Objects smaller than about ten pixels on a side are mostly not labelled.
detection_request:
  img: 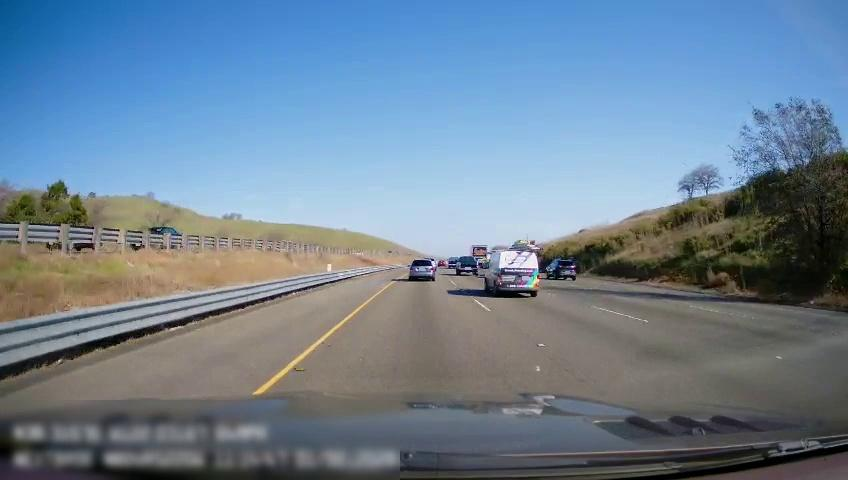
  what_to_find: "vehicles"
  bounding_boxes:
[424,258,438,273]
[128,226,183,251]
[407,260,436,281]
[484,238,540,298]
[455,256,479,276]
[448,257,461,269]
[472,245,489,270]
[545,258,577,281]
